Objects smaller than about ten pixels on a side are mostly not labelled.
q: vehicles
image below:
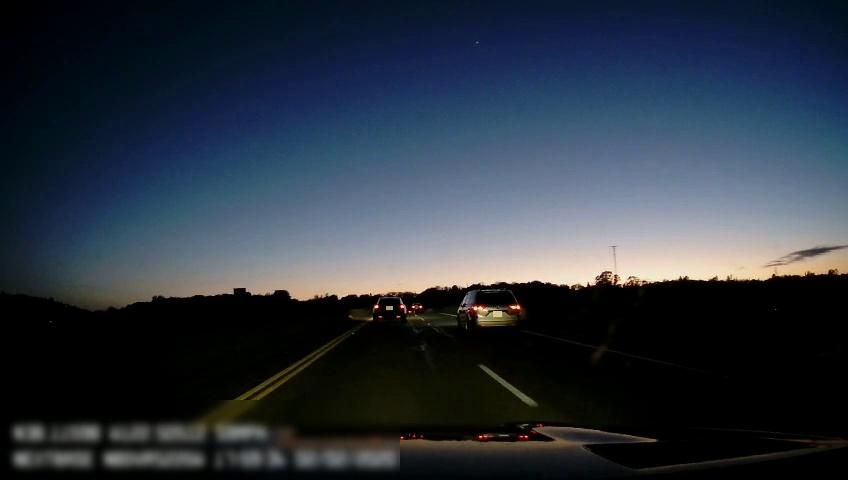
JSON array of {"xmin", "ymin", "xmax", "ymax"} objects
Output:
[
  {"xmin": 412, "ymin": 302, "xmax": 423, "ymax": 312},
  {"xmin": 374, "ymin": 298, "xmax": 407, "ymax": 325},
  {"xmin": 457, "ymin": 288, "xmax": 523, "ymax": 332}
]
